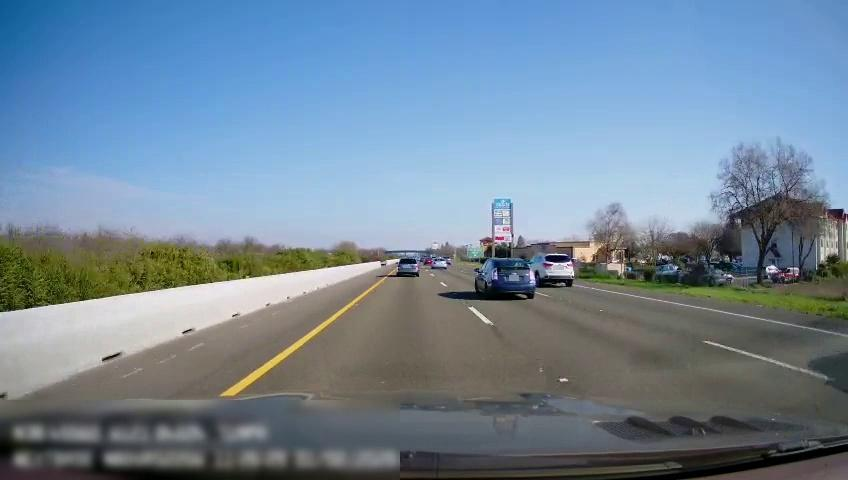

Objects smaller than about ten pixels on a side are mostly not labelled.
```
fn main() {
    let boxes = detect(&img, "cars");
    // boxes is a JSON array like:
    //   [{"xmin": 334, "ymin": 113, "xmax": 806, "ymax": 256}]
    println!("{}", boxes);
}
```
[
  {"xmin": 473, "ymin": 258, "xmax": 536, "ymax": 302},
  {"xmin": 422, "ymin": 257, "xmax": 432, "ymax": 265},
  {"xmin": 430, "ymin": 257, "xmax": 448, "ymax": 270}
]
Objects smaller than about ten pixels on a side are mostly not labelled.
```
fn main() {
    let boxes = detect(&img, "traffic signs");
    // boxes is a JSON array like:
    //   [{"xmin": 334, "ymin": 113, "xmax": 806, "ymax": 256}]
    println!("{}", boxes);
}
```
[{"xmin": 466, "ymin": 249, "xmax": 484, "ymax": 260}]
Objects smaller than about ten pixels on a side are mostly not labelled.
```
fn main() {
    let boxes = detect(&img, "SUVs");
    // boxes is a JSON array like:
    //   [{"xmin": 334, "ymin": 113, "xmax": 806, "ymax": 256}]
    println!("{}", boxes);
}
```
[
  {"xmin": 523, "ymin": 254, "xmax": 576, "ymax": 289},
  {"xmin": 396, "ymin": 257, "xmax": 419, "ymax": 276}
]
